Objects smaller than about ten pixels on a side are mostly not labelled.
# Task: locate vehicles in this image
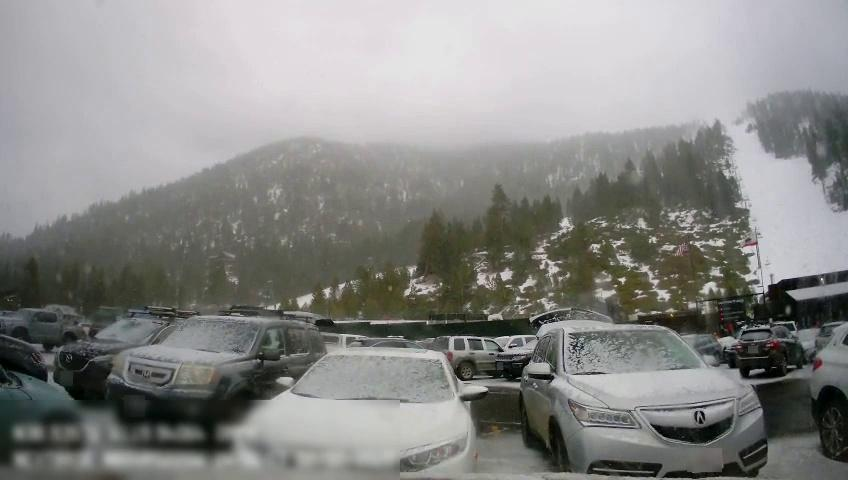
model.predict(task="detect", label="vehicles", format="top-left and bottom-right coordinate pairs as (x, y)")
top-left (0, 370), bottom-right (83, 465)
top-left (0, 333), bottom-right (49, 382)
top-left (798, 328), bottom-right (819, 364)
top-left (318, 334), bottom-right (368, 349)
top-left (734, 326), bottom-right (803, 377)
top-left (679, 335), bottom-right (724, 358)
top-left (810, 322), bottom-right (848, 465)
top-left (432, 337), bottom-right (508, 382)
top-left (52, 318), bottom-right (171, 406)
top-left (495, 343), bottom-right (535, 382)
top-left (496, 336), bottom-right (537, 352)
top-left (814, 322), bottom-right (845, 354)
top-left (345, 338), bottom-right (428, 351)
top-left (772, 321), bottom-right (800, 333)
top-left (7, 309), bottom-right (96, 351)
top-left (520, 321), bottom-right (769, 478)
top-left (228, 348), bottom-right (491, 475)
top-left (105, 315), bottom-right (329, 450)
